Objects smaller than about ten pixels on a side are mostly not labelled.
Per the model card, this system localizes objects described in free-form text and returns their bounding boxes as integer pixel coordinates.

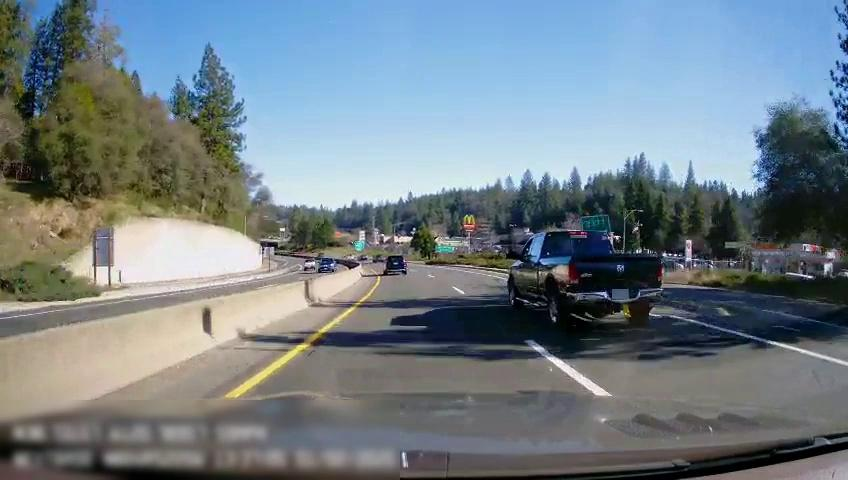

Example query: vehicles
[303,259,315,270]
[507,230,665,334]
[383,254,408,275]
[344,254,356,264]
[316,258,338,274]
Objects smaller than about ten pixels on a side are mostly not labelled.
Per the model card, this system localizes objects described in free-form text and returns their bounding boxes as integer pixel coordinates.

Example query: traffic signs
[436,244,457,254]
[582,215,611,236]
